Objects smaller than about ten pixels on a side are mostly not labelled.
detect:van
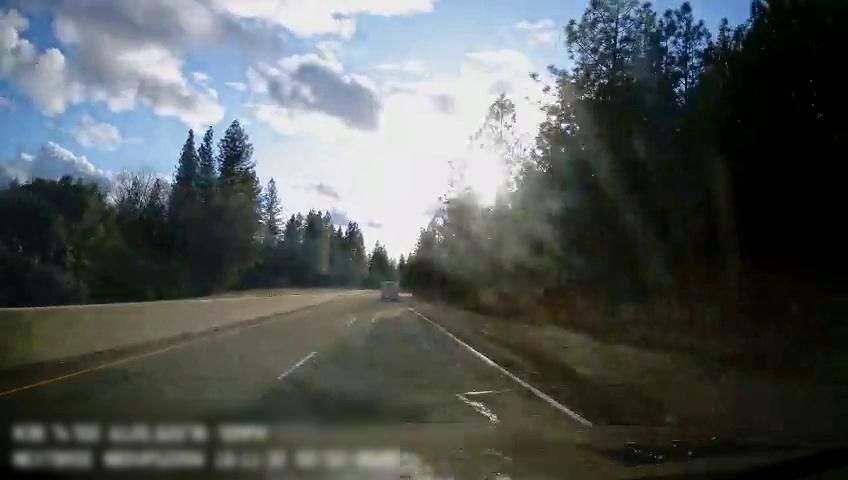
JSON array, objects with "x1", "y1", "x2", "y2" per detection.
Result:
[{"x1": 380, "y1": 281, "x2": 400, "y2": 301}]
